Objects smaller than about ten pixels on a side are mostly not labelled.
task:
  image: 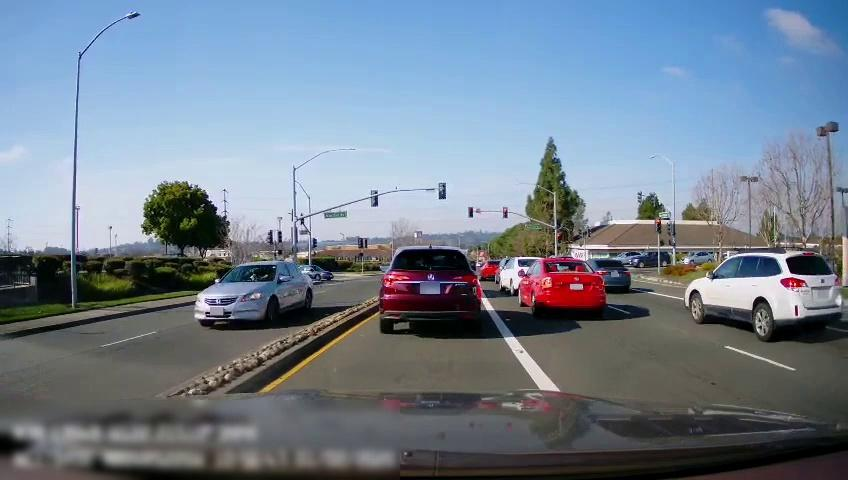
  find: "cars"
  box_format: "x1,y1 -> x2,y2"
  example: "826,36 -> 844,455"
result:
480,262 -> 497,281
517,257 -> 606,316
302,264 -> 334,282
494,256 -> 513,284
587,255 -> 633,290
192,258 -> 314,329
499,256 -> 543,295
680,249 -> 716,266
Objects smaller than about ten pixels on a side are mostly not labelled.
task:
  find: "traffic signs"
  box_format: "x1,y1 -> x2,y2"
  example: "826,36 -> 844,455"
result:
323,210 -> 347,219
299,229 -> 310,235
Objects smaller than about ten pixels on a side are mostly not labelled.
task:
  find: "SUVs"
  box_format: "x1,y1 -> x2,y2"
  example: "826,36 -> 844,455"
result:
630,247 -> 671,269
683,250 -> 845,342
378,246 -> 483,336
608,250 -> 642,265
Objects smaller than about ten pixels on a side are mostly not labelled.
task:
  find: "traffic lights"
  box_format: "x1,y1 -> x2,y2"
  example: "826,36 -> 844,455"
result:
468,206 -> 474,218
267,229 -> 273,243
362,238 -> 368,249
502,207 -> 508,218
312,238 -> 319,249
637,192 -> 643,204
651,194 -> 658,208
277,231 -> 283,243
370,190 -> 379,207
357,238 -> 363,249
655,218 -> 663,233
437,182 -> 446,201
